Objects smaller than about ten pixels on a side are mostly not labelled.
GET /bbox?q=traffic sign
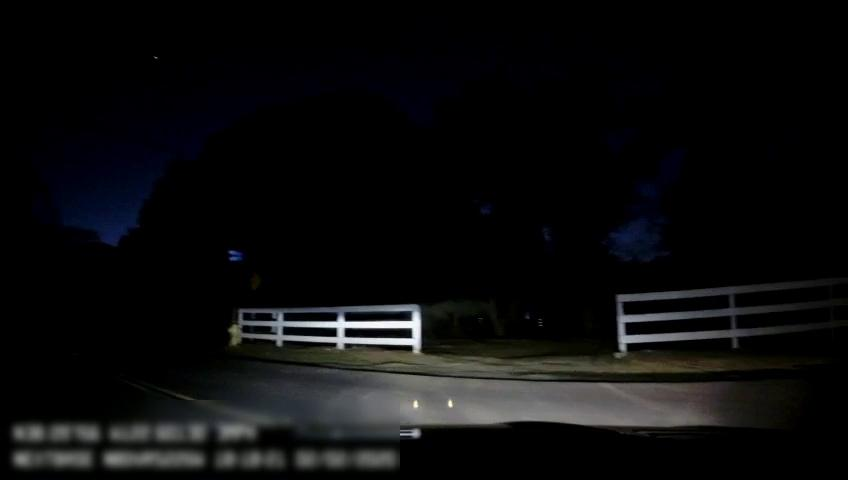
[246,272,262,291]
